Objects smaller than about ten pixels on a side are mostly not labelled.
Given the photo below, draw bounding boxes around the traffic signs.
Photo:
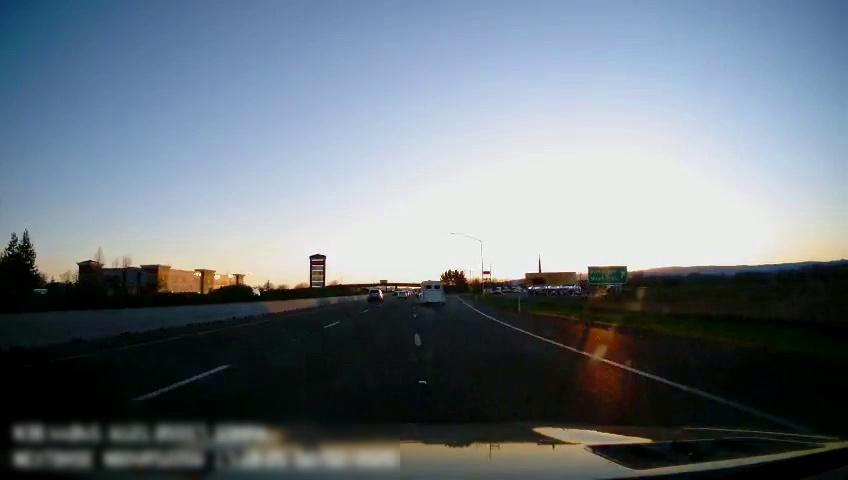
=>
[588,265,628,285]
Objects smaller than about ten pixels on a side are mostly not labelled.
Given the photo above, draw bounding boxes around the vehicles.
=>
[396,290,408,300]
[367,288,384,303]
[420,280,446,306]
